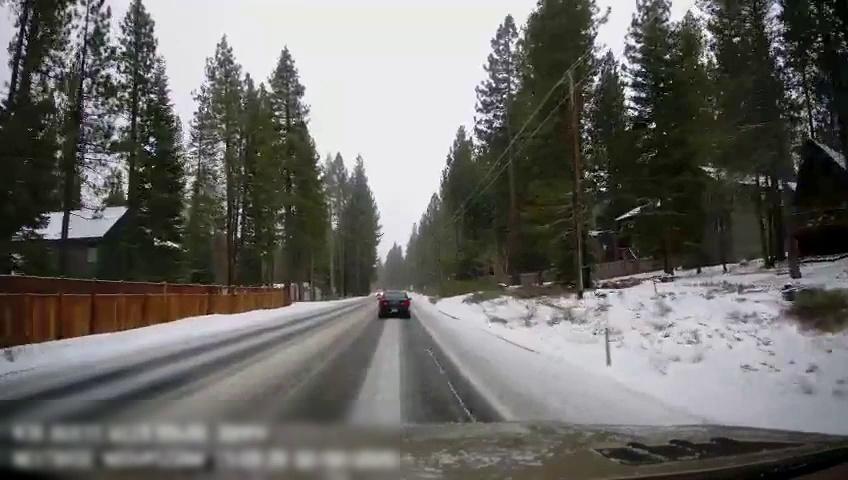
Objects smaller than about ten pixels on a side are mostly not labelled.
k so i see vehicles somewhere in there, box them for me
[375,288,386,298]
[377,291,412,320]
